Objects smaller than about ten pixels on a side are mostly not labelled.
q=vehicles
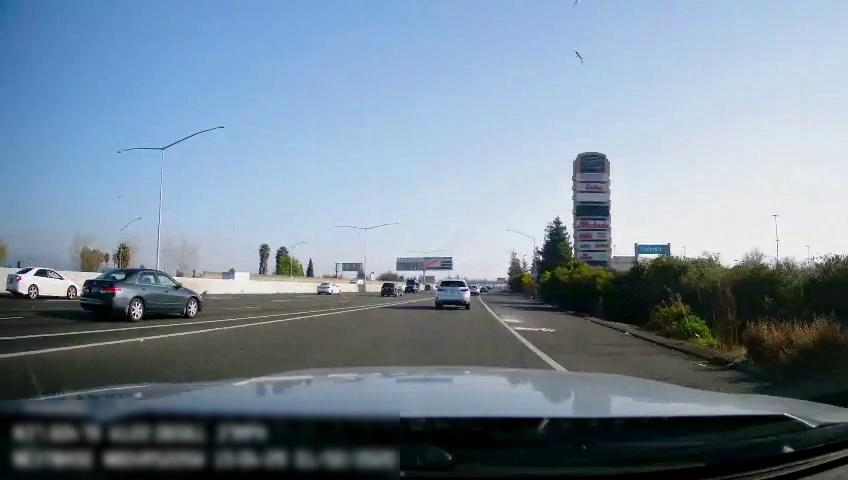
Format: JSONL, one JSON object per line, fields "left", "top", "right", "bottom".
{"left": 468, "top": 284, "right": 481, "bottom": 296}
{"left": 5, "top": 266, "right": 80, "bottom": 301}
{"left": 479, "top": 285, "right": 490, "bottom": 293}
{"left": 423, "top": 283, "right": 434, "bottom": 292}
{"left": 404, "top": 284, "right": 421, "bottom": 295}
{"left": 316, "top": 282, "right": 343, "bottom": 296}
{"left": 380, "top": 283, "right": 404, "bottom": 298}
{"left": 79, "top": 268, "right": 203, "bottom": 323}
{"left": 435, "top": 278, "right": 471, "bottom": 311}
{"left": 222, "top": 271, "right": 250, "bottom": 281}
